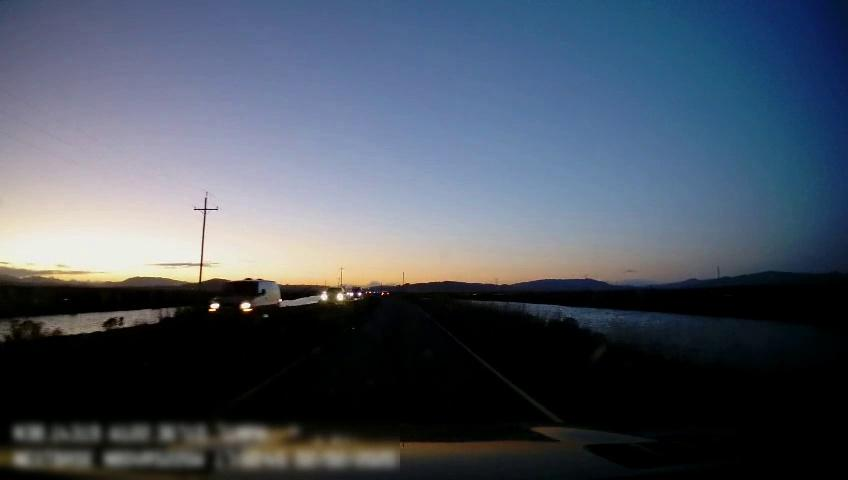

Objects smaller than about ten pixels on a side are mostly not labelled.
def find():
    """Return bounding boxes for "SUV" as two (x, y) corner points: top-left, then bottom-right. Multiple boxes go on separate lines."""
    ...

(320, 287), (347, 307)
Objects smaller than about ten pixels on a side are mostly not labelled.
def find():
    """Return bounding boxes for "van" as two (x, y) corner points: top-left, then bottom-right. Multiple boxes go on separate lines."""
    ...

(208, 280), (283, 323)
